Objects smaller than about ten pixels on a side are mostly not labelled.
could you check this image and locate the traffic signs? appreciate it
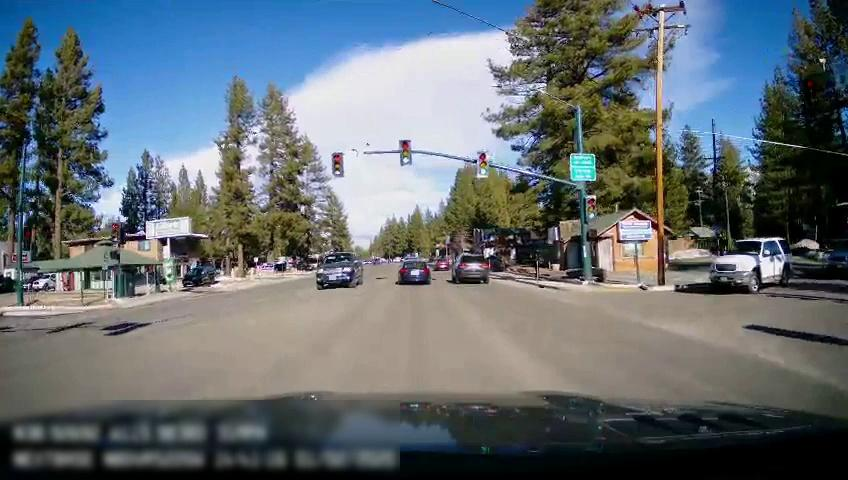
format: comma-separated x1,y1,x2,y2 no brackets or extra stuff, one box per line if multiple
354,144,374,164
569,152,597,183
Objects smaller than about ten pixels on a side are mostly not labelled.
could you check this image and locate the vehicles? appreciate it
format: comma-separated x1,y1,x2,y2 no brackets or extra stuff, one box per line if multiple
451,254,490,286
828,247,848,276
317,255,361,291
710,237,794,294
295,261,313,272
183,267,217,288
31,273,55,291
433,256,450,271
399,258,432,286
22,275,37,289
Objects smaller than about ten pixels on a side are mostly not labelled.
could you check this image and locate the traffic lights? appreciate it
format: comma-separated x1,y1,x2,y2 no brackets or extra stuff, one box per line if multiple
585,196,598,223
801,76,823,109
398,138,413,167
330,152,344,178
476,150,488,178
